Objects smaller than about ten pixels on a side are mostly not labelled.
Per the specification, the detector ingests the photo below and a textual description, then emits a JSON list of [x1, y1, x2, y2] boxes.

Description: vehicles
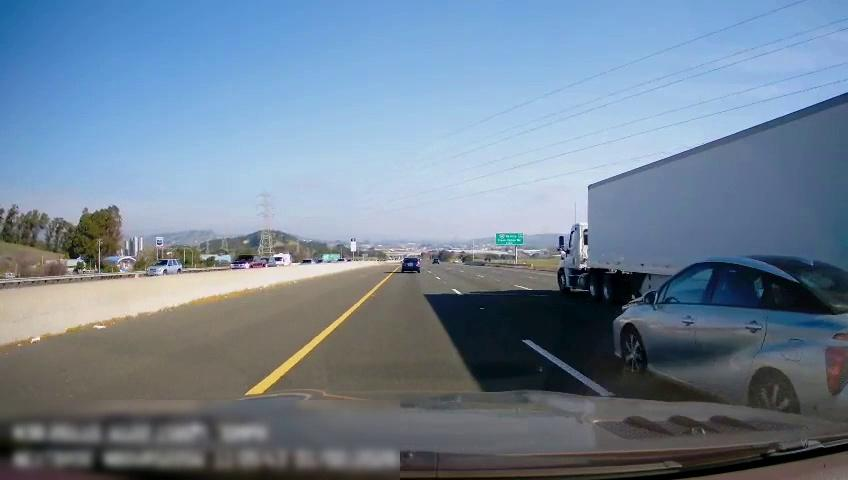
[[144, 258, 184, 278], [612, 255, 848, 422], [557, 92, 848, 307], [401, 257, 421, 274], [230, 254, 268, 271]]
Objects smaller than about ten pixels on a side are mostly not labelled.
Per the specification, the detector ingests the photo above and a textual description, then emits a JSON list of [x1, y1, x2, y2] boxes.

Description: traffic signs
[[495, 232, 527, 246], [351, 237, 357, 252], [321, 253, 341, 261]]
